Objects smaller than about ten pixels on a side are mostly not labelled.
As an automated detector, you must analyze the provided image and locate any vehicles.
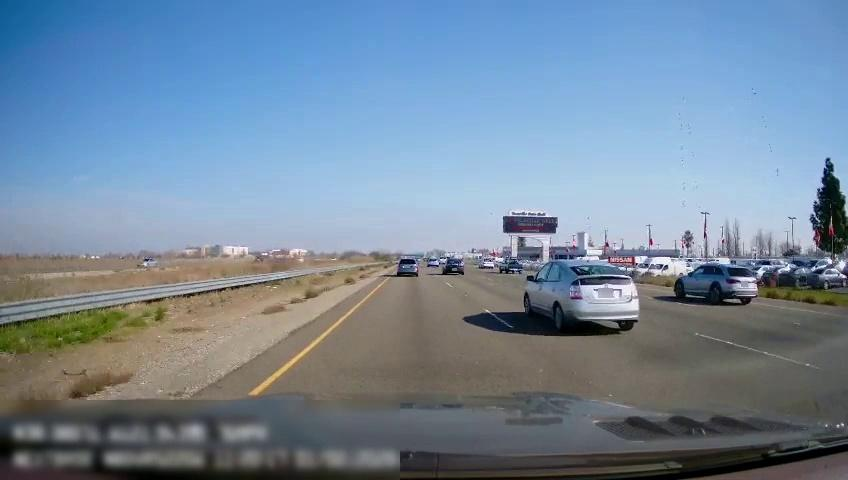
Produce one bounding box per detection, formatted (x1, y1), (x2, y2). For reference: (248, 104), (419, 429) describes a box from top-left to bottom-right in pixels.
(478, 257), (494, 269)
(498, 258), (523, 275)
(396, 258), (419, 277)
(523, 259), (640, 334)
(441, 257), (465, 276)
(135, 257), (162, 270)
(673, 263), (758, 305)
(425, 257), (439, 268)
